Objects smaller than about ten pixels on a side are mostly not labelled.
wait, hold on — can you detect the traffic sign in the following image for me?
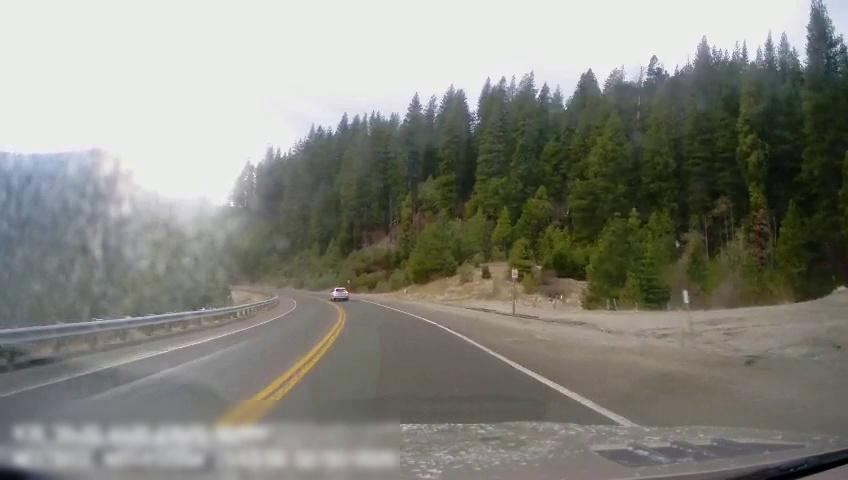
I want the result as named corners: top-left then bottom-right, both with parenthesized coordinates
top-left (511, 268), bottom-right (518, 279)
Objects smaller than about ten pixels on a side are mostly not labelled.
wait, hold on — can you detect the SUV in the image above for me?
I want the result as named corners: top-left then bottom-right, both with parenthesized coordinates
top-left (328, 287), bottom-right (349, 302)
